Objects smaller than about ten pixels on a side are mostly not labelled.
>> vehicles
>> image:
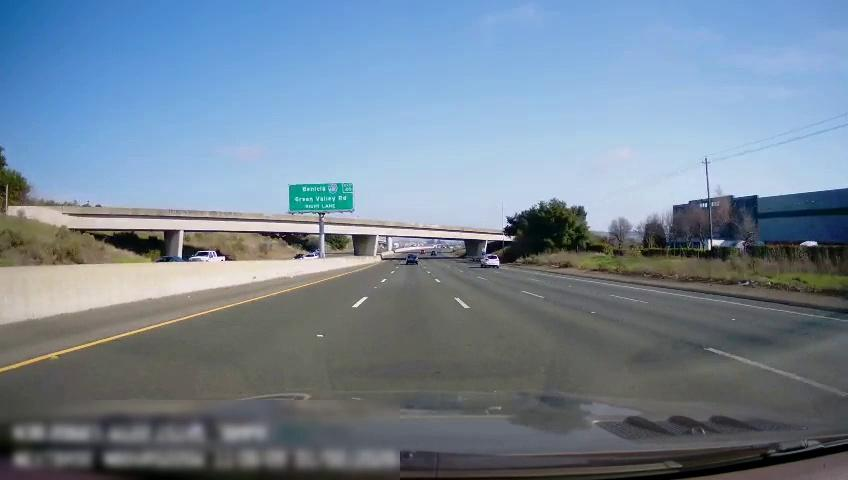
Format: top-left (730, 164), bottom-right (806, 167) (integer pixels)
top-left (303, 253), bottom-right (320, 261)
top-left (480, 253), bottom-right (500, 268)
top-left (188, 250), bottom-right (226, 263)
top-left (406, 255), bottom-right (418, 265)
top-left (292, 253), bottom-right (307, 261)
top-left (154, 255), bottom-right (185, 264)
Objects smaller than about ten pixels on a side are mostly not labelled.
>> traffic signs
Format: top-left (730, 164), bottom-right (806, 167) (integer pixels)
top-left (287, 183), bottom-right (355, 211)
